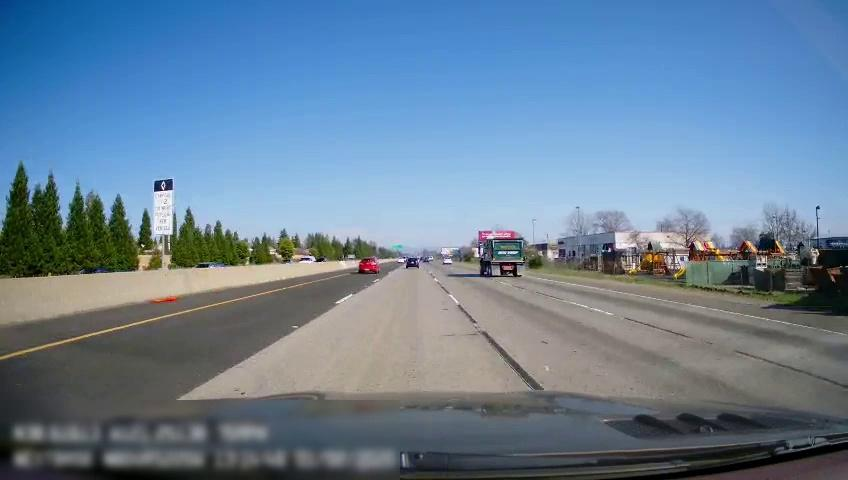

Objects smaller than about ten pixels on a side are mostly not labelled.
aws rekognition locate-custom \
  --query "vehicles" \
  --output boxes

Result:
[79,266,109,275]
[478,237,527,278]
[191,262,225,270]
[405,257,420,269]
[281,259,293,265]
[314,257,328,263]
[358,257,380,274]
[297,256,317,264]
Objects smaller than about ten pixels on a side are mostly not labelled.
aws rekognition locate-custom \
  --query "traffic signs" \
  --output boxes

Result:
[152,178,174,234]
